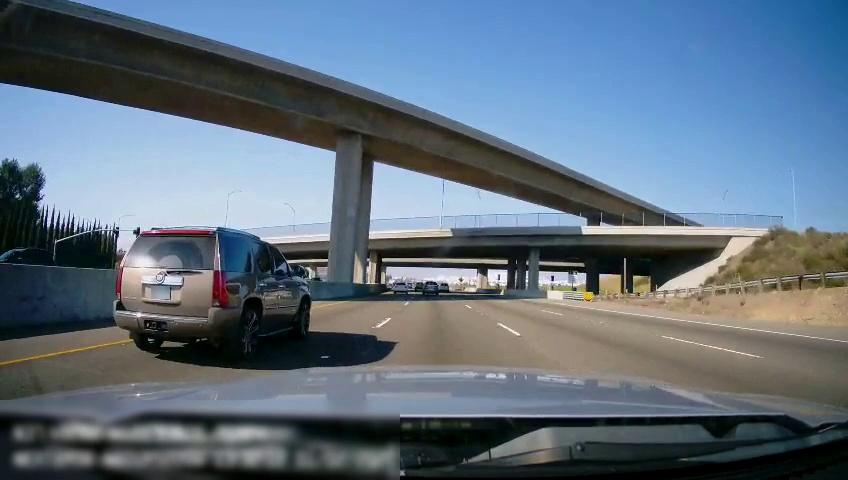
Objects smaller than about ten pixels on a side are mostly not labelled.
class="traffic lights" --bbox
[112,226,120,239]
[132,226,141,238]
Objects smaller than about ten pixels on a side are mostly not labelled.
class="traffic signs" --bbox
[567,271,577,284]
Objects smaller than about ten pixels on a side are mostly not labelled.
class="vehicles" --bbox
[414,282,424,293]
[422,281,440,296]
[437,282,450,293]
[0,248,53,266]
[392,281,409,295]
[111,225,312,365]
